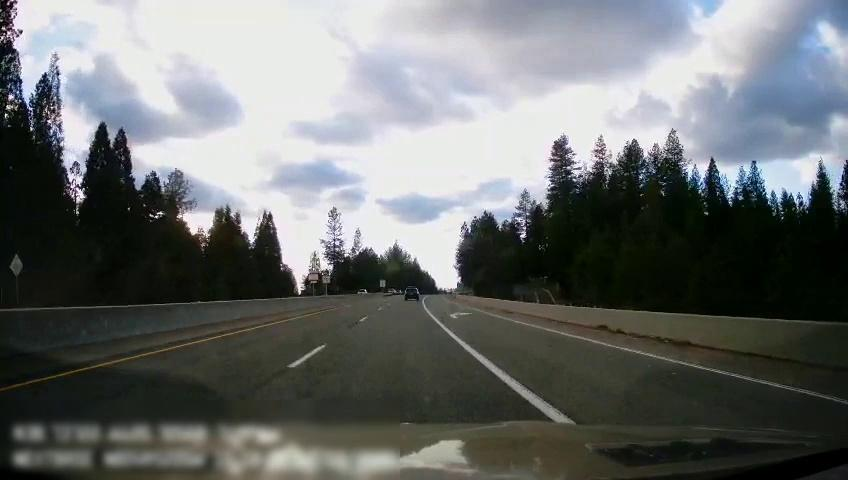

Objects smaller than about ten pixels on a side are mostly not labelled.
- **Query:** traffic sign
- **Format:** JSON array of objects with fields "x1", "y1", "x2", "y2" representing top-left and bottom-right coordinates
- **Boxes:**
[{"x1": 320, "y1": 270, "x2": 330, "y2": 284}]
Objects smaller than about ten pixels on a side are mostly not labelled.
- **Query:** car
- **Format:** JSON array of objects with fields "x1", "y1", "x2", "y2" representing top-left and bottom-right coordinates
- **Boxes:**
[{"x1": 356, "y1": 288, "x2": 368, "y2": 295}]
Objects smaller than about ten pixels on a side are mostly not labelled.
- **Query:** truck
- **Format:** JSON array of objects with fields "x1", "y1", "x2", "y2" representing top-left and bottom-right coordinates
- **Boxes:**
[{"x1": 387, "y1": 288, "x2": 398, "y2": 296}]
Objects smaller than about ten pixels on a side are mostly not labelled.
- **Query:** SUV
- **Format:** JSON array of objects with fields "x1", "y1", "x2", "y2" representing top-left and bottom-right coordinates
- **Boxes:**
[{"x1": 405, "y1": 287, "x2": 421, "y2": 302}]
